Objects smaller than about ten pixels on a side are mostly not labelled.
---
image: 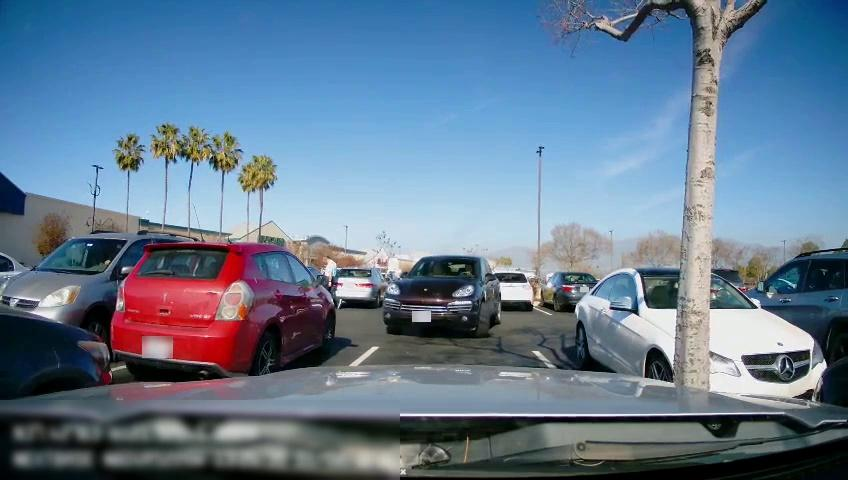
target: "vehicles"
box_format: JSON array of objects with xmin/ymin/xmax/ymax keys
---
[
  {"xmin": 710, "ymin": 268, "xmax": 748, "ymax": 301},
  {"xmin": 574, "ymin": 266, "xmax": 831, "ymax": 404},
  {"xmin": 0, "ymin": 253, "xmax": 36, "ymax": 289},
  {"xmin": 383, "ymin": 252, "xmax": 502, "ymax": 339},
  {"xmin": 732, "ymin": 247, "xmax": 848, "ymax": 396},
  {"xmin": 811, "ymin": 354, "xmax": 848, "ymax": 408},
  {"xmin": 0, "ymin": 228, "xmax": 226, "ymax": 366},
  {"xmin": 110, "ymin": 242, "xmax": 338, "ymax": 382},
  {"xmin": 331, "ymin": 267, "xmax": 392, "ymax": 310},
  {"xmin": 376, "ymin": 272, "xmax": 400, "ymax": 290},
  {"xmin": 539, "ymin": 271, "xmax": 602, "ymax": 313},
  {"xmin": 0, "ymin": 302, "xmax": 114, "ymax": 401},
  {"xmin": 283, "ymin": 267, "xmax": 330, "ymax": 294},
  {"xmin": 485, "ymin": 271, "xmax": 534, "ymax": 313}
]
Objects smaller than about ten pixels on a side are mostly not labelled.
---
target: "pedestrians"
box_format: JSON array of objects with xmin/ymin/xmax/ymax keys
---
[{"xmin": 320, "ymin": 255, "xmax": 337, "ymax": 314}]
